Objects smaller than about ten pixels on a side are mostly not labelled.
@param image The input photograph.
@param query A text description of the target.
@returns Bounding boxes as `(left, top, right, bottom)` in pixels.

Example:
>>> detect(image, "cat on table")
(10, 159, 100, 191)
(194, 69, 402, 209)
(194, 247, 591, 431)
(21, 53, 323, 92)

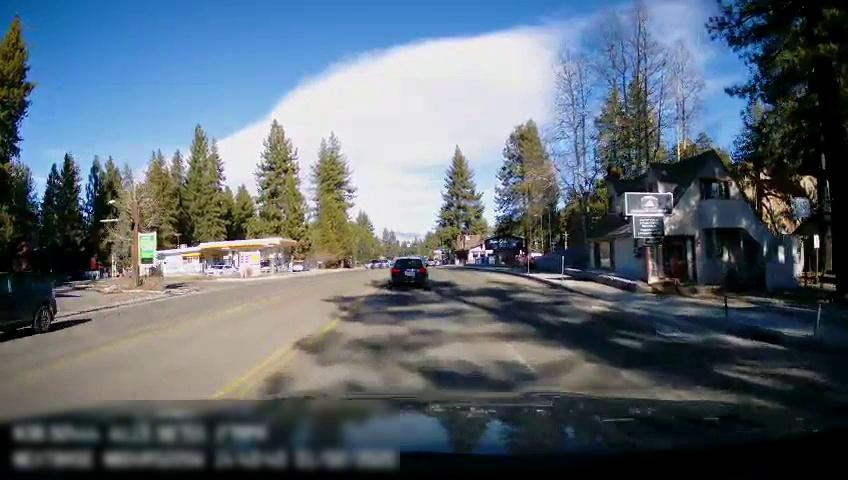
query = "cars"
(391, 258, 429, 289)
(208, 263, 234, 273)
(0, 273, 58, 333)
